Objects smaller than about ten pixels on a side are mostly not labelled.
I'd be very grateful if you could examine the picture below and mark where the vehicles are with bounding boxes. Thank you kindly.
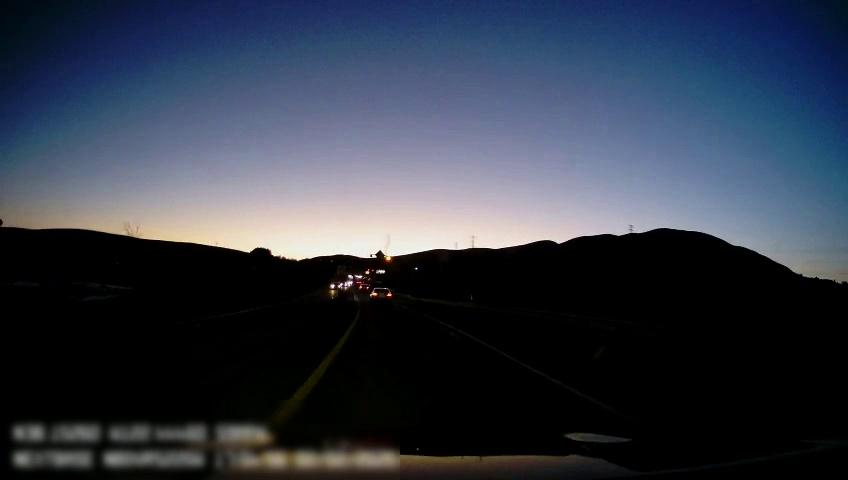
[369,287,392,303]
[329,281,343,290]
[358,283,370,292]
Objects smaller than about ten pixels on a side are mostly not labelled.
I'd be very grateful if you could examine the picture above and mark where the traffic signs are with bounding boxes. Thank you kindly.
[374,251,386,261]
